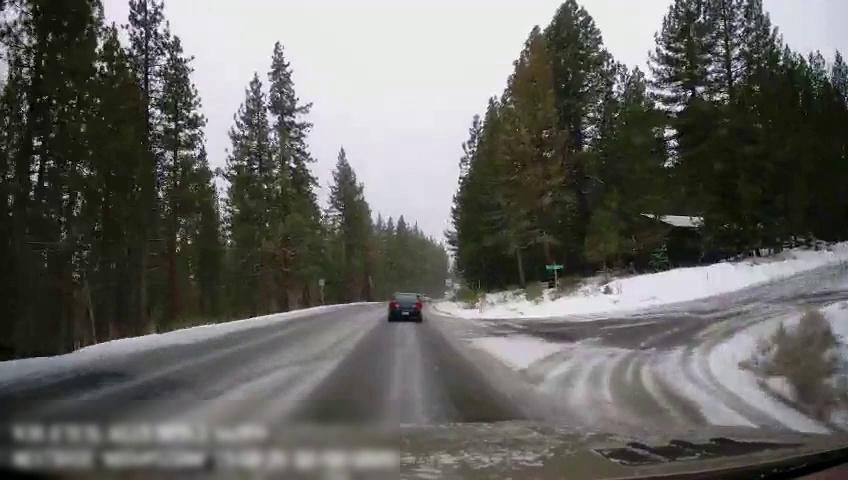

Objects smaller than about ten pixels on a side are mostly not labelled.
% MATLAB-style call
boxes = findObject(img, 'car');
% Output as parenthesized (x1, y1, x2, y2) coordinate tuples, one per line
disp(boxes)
(388, 293, 423, 323)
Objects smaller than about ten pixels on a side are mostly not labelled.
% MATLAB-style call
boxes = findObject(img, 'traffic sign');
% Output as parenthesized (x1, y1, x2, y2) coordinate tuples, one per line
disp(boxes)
(545, 264, 564, 270)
